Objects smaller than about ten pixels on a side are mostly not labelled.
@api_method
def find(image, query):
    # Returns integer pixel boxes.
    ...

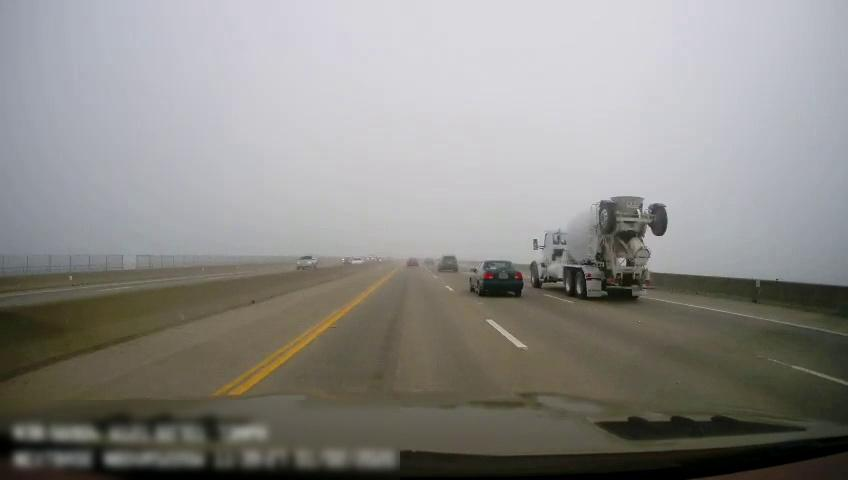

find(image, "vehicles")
[468,258,524,297]
[406,257,419,267]
[296,255,319,271]
[423,257,435,265]
[436,255,459,273]
[528,194,670,301]
[350,256,366,265]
